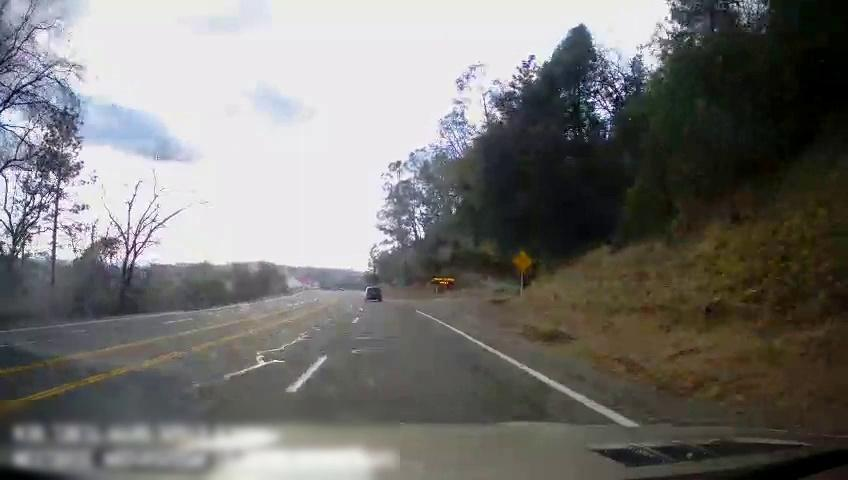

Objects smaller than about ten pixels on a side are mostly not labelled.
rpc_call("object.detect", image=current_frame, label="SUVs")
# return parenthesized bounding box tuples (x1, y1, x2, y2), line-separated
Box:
(365, 287, 383, 303)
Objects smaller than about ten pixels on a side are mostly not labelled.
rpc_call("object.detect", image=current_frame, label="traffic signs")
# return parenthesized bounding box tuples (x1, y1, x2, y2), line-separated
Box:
(431, 278, 454, 286)
(512, 251, 532, 272)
